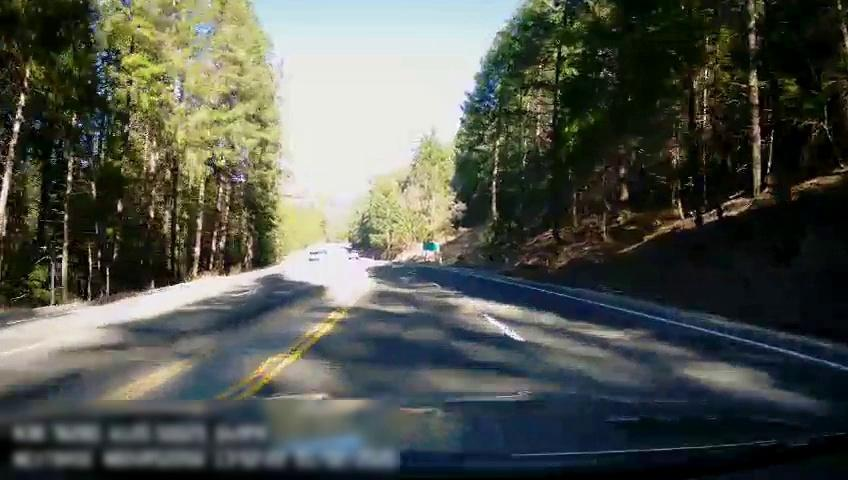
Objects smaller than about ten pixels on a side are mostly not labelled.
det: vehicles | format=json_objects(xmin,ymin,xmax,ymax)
[
  {"xmin": 347, "ymin": 248, "xmax": 360, "ymax": 260},
  {"xmin": 307, "ymin": 250, "xmax": 322, "ymax": 263}
]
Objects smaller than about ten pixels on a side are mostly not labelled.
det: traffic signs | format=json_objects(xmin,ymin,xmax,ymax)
[{"xmin": 422, "ymin": 238, "xmax": 441, "ymax": 253}]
